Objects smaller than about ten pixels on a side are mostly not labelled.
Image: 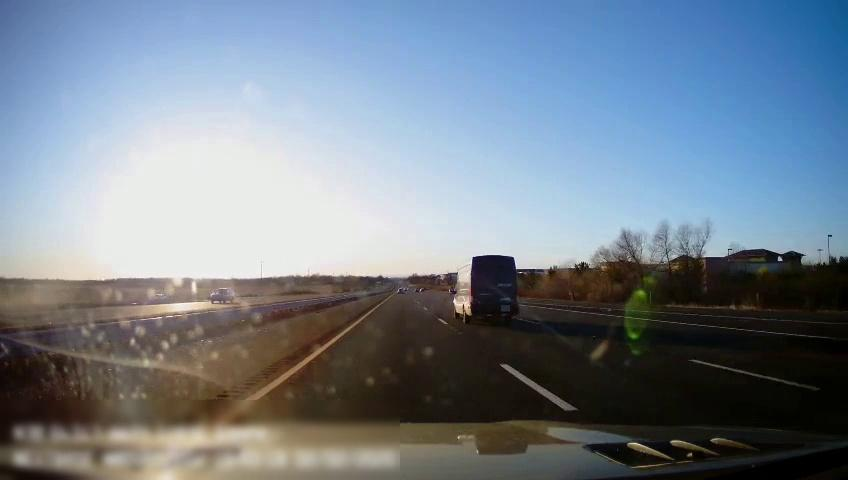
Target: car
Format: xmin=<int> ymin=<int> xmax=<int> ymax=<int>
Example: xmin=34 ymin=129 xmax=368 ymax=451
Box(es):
xmin=211 ymin=288 xmax=236 ymax=304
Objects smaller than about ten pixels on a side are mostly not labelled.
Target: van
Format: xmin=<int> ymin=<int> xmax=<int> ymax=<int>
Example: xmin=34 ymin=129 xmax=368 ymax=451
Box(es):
xmin=449 ymin=255 xmax=521 ymax=327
